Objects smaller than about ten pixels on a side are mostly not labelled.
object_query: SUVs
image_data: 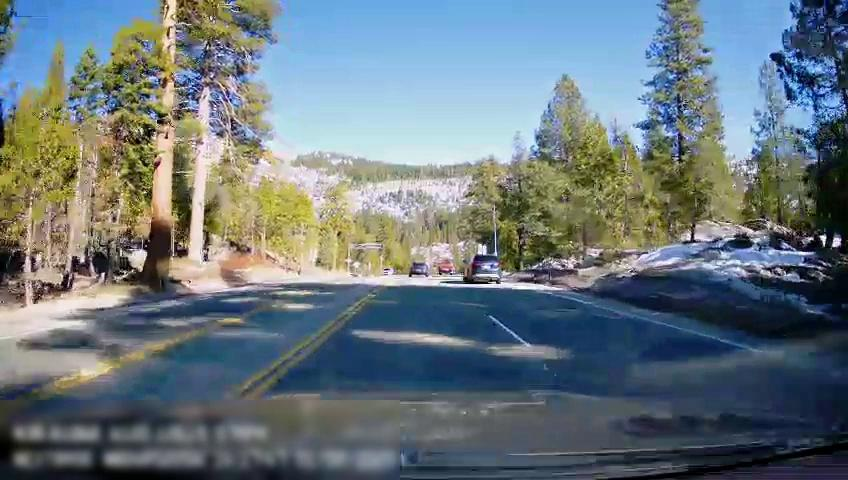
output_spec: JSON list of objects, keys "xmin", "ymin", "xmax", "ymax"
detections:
[{"xmin": 463, "ymin": 254, "xmax": 503, "ymax": 285}]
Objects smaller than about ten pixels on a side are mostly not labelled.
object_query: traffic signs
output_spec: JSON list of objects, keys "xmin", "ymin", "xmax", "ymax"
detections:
[{"xmin": 478, "ymin": 243, "xmax": 487, "ymax": 256}]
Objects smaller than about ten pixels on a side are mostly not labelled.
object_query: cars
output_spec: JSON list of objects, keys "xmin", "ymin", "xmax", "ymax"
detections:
[
  {"xmin": 408, "ymin": 262, "xmax": 429, "ymax": 278},
  {"xmin": 437, "ymin": 261, "xmax": 453, "ymax": 276}
]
